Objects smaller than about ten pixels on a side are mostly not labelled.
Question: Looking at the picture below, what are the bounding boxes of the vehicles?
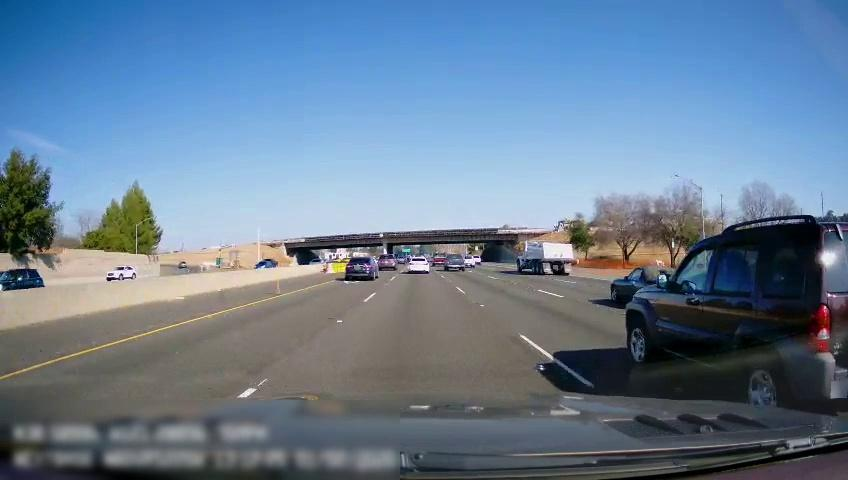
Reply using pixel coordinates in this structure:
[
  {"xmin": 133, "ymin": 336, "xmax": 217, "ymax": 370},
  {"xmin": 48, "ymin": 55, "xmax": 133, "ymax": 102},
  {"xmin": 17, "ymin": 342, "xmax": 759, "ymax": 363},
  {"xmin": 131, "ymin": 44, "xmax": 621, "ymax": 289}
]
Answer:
[
  {"xmin": 254, "ymin": 259, "xmax": 274, "ymax": 270},
  {"xmin": 0, "ymin": 268, "xmax": 46, "ymax": 292},
  {"xmin": 104, "ymin": 265, "xmax": 137, "ymax": 282},
  {"xmin": 443, "ymin": 254, "xmax": 465, "ymax": 272},
  {"xmin": 609, "ymin": 266, "xmax": 675, "ymax": 304},
  {"xmin": 344, "ymin": 256, "xmax": 379, "ymax": 282},
  {"xmin": 515, "ymin": 239, "xmax": 576, "ymax": 275},
  {"xmin": 377, "ymin": 254, "xmax": 397, "ymax": 271},
  {"xmin": 430, "ymin": 252, "xmax": 448, "ymax": 267},
  {"xmin": 553, "ymin": 219, "xmax": 571, "ymax": 232},
  {"xmin": 407, "ymin": 256, "xmax": 430, "ymax": 274},
  {"xmin": 472, "ymin": 254, "xmax": 482, "ymax": 266},
  {"xmin": 623, "ymin": 214, "xmax": 848, "ymax": 417},
  {"xmin": 460, "ymin": 254, "xmax": 476, "ymax": 268}
]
